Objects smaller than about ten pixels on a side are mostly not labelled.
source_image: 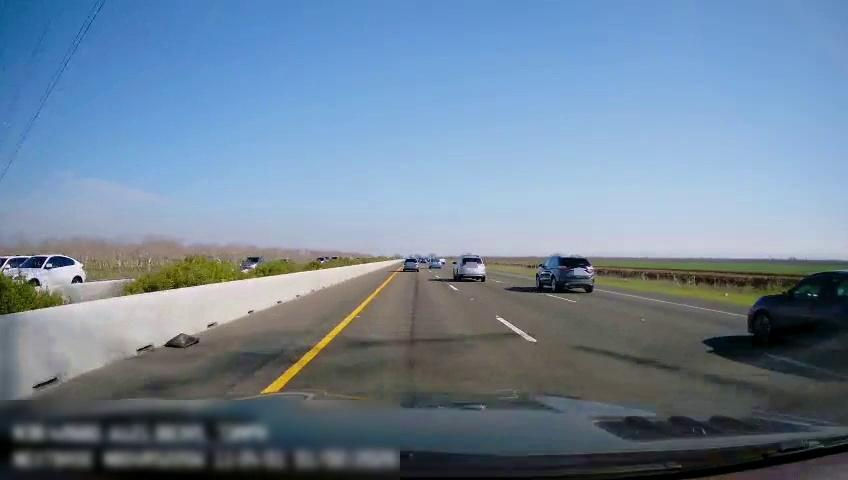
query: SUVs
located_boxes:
[451,255,486,283]
[429,257,443,269]
[0,256,31,277]
[535,256,594,294]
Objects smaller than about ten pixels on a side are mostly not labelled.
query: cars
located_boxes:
[5,255,87,288]
[239,256,266,271]
[745,270,848,345]
[402,257,420,272]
